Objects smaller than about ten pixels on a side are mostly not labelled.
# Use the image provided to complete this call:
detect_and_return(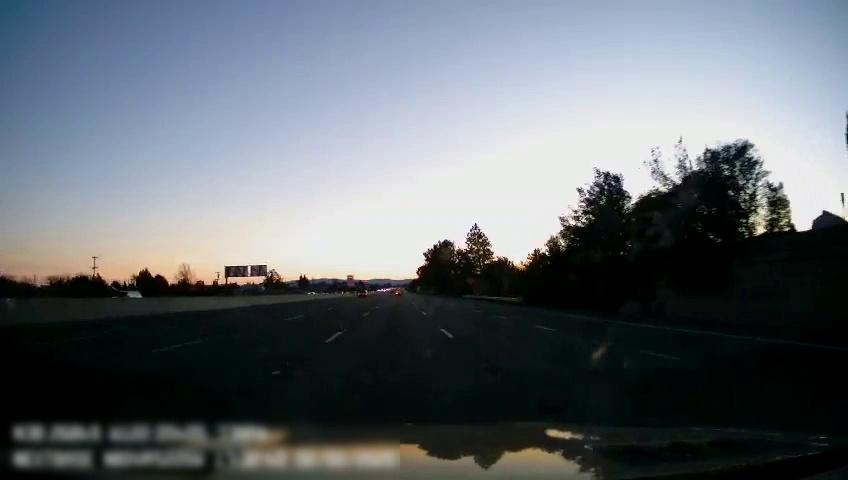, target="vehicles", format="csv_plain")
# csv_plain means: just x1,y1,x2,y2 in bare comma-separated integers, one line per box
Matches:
358,289,369,298
111,291,143,300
